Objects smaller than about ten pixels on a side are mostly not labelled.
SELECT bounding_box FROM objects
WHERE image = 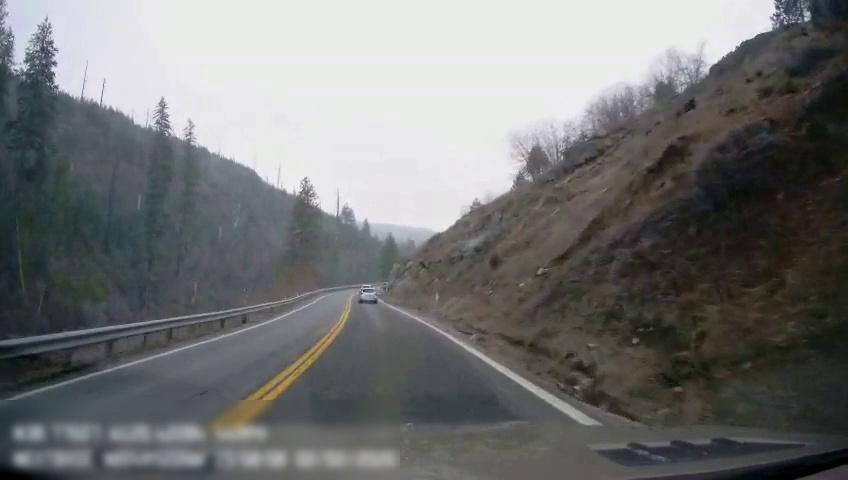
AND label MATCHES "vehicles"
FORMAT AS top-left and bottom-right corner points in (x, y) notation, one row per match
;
(360, 285), (372, 293)
(359, 288), (378, 304)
